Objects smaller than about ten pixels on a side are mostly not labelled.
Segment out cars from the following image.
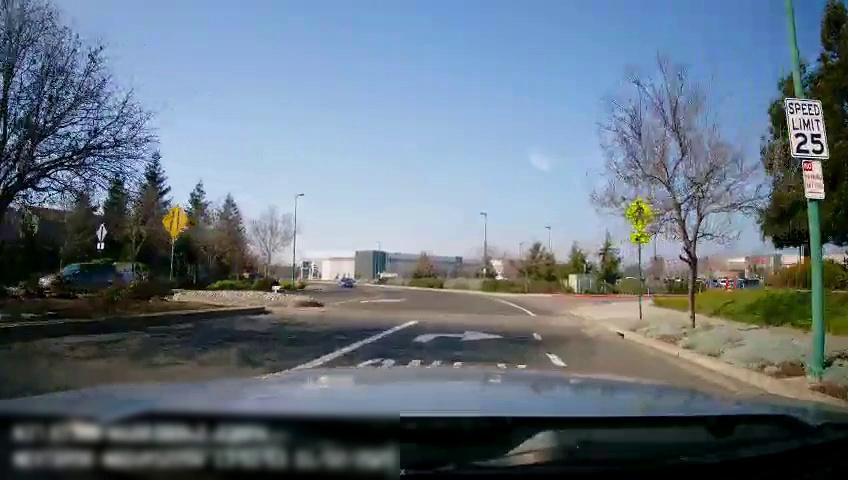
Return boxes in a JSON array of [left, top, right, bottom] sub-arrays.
[[335, 277, 353, 289]]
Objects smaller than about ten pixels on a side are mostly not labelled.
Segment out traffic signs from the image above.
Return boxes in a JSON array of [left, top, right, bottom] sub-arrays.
[[800, 158, 828, 199], [624, 197, 656, 233], [635, 234, 649, 246], [162, 206, 188, 242], [97, 221, 108, 251]]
